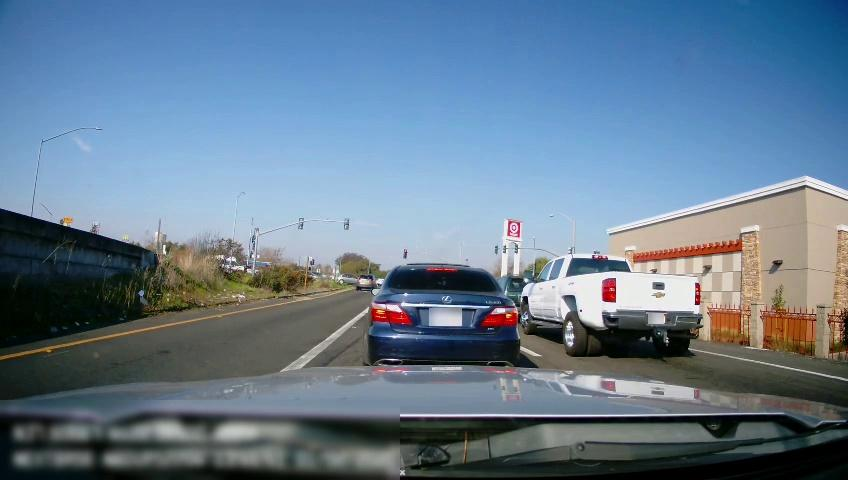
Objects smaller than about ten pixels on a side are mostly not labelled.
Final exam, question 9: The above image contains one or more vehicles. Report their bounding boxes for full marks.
[361,262,522,367]
[215,254,246,274]
[356,274,377,291]
[335,273,357,285]
[304,271,322,281]
[494,275,537,316]
[518,254,704,357]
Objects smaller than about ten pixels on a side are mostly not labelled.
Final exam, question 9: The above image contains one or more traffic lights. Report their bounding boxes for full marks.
[343,217,350,231]
[494,244,499,255]
[297,217,305,230]
[567,247,573,261]
[513,242,519,256]
[502,243,507,255]
[403,248,408,260]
